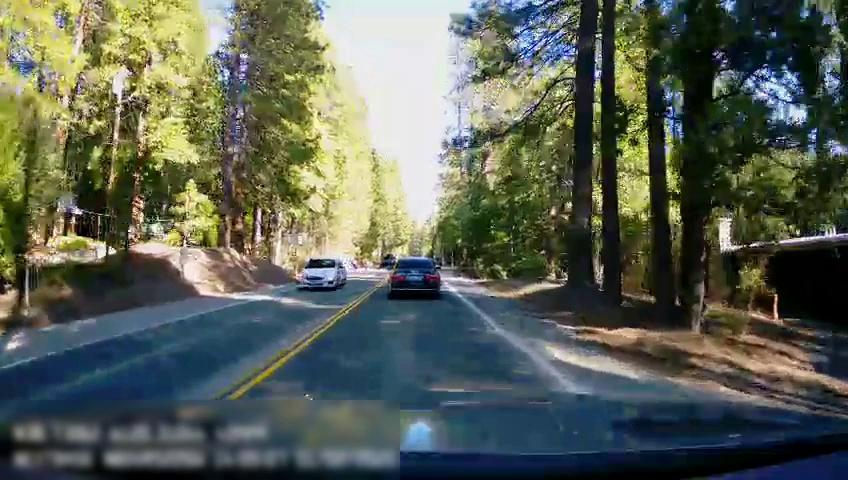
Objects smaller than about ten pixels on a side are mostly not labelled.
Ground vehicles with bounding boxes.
[389,256,442,298]
[299,256,346,291]
[380,254,397,268]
